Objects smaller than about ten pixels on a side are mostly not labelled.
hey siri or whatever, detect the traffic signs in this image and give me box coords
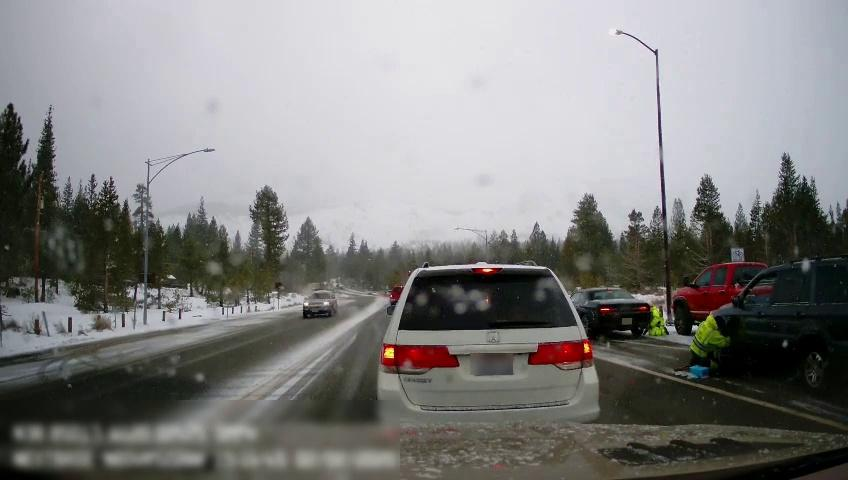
[730,247,744,262]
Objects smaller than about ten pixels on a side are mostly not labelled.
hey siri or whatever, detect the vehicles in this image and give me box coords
[568,287,653,336]
[671,263,769,336]
[701,256,848,391]
[375,261,601,423]
[389,285,403,305]
[302,290,339,319]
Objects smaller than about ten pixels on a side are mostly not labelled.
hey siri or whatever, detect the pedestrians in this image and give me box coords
[648,304,670,338]
[687,313,732,367]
